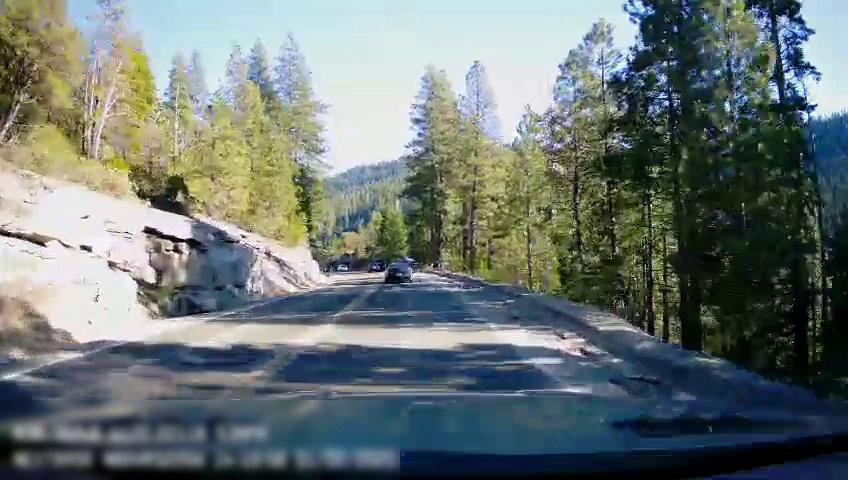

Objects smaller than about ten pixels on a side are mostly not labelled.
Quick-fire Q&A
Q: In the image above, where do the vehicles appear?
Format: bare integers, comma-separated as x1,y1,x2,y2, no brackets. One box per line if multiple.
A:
367,261,382,272
384,264,411,284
